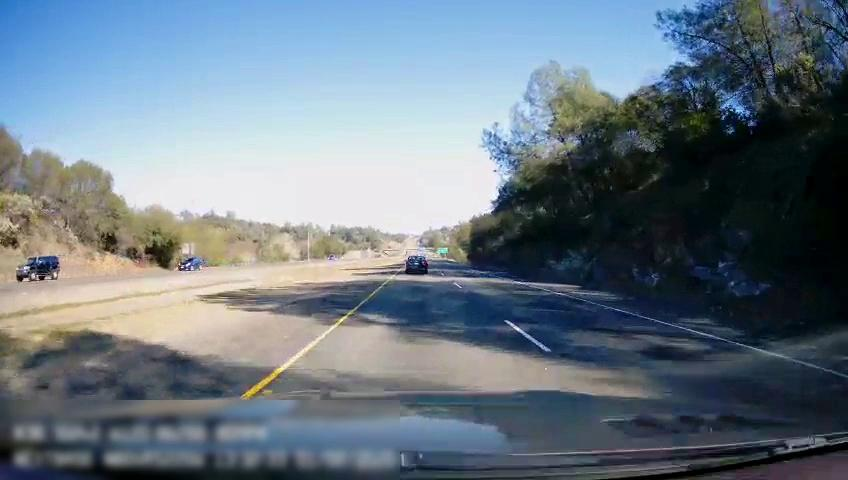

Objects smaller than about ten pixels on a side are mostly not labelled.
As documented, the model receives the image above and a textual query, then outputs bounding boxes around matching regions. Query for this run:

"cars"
[405,256,428,273]
[177,256,206,271]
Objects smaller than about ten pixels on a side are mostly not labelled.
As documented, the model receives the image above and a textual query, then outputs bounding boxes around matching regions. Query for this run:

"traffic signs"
[437,248,448,254]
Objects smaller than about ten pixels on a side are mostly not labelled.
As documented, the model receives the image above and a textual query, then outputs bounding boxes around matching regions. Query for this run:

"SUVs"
[15,256,63,282]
